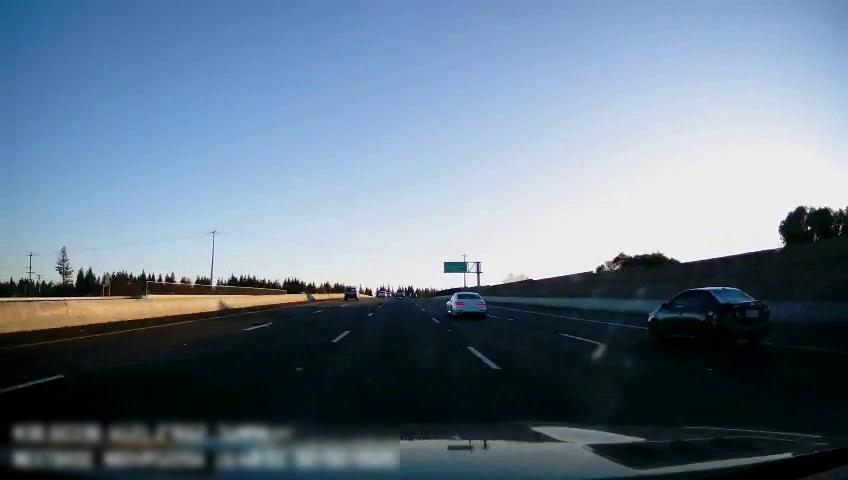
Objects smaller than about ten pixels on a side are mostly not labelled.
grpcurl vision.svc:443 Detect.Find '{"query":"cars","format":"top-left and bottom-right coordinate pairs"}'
top-left (648, 287), bottom-right (771, 352)
top-left (447, 292), bottom-right (487, 320)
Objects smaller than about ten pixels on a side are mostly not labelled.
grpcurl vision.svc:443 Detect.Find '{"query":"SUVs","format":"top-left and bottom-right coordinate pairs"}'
top-left (344, 288), bottom-right (358, 301)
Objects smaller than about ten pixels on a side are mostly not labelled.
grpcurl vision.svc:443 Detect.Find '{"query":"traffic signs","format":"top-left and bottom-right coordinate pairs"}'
top-left (443, 261), bottom-right (468, 273)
